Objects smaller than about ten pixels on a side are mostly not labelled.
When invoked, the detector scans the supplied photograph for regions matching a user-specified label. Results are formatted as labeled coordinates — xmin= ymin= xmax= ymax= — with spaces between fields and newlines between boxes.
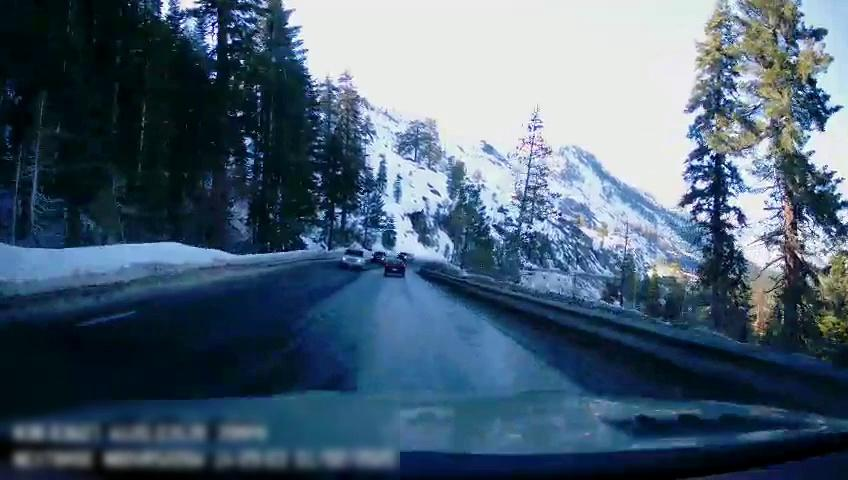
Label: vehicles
xmin=396 ymin=251 xmax=410 ymax=263
xmin=340 ymin=249 xmax=370 ymax=270
xmin=370 ymin=251 xmax=386 ymax=264
xmin=382 ymin=259 xmax=408 ymax=279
